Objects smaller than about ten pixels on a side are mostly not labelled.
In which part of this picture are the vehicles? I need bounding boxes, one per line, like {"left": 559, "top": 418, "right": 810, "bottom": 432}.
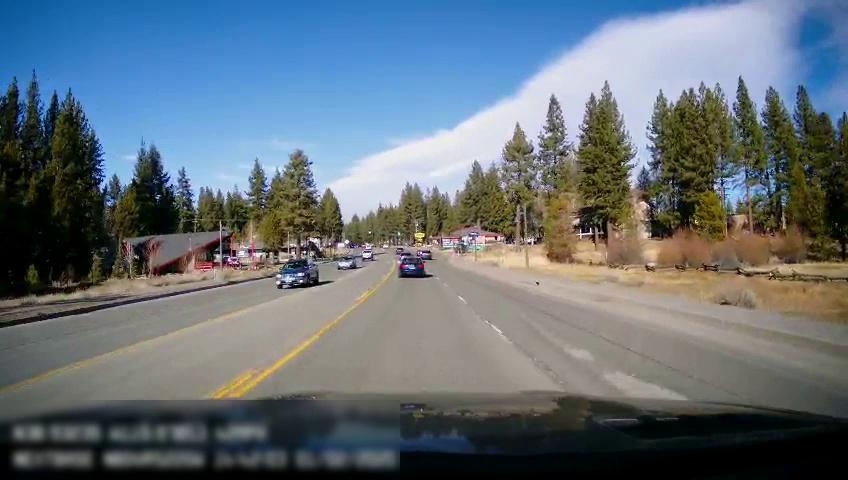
{"left": 336, "top": 255, "right": 357, "bottom": 270}
{"left": 420, "top": 250, "right": 432, "bottom": 260}
{"left": 400, "top": 252, "right": 412, "bottom": 260}
{"left": 274, "top": 258, "right": 319, "bottom": 289}
{"left": 361, "top": 249, "right": 374, "bottom": 260}
{"left": 399, "top": 257, "right": 425, "bottom": 278}
{"left": 224, "top": 256, "right": 239, "bottom": 267}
